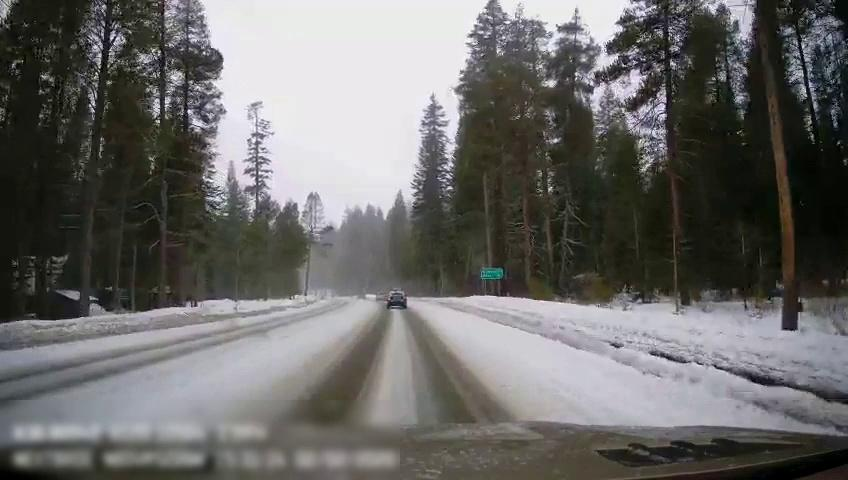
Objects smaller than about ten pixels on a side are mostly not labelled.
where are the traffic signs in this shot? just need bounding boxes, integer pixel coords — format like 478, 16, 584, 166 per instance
480, 267, 504, 280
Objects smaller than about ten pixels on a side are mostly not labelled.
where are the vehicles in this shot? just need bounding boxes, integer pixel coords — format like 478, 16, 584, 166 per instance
386, 287, 407, 309
375, 291, 389, 301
